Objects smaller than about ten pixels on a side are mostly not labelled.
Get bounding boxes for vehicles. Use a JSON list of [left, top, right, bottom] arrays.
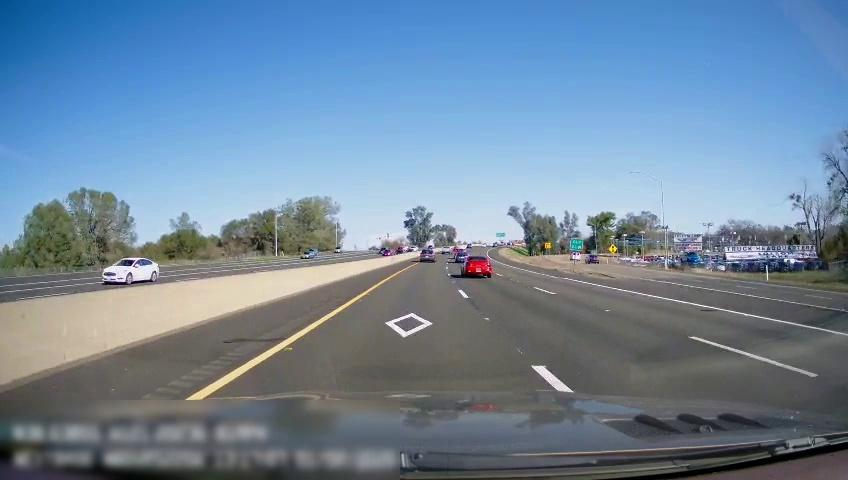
[[455, 253, 469, 264], [584, 255, 599, 264], [461, 256, 493, 279], [101, 257, 161, 286], [419, 248, 437, 263]]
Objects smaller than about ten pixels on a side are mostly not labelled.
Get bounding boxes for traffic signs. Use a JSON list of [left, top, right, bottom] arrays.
[[607, 243, 618, 255], [569, 238, 584, 252]]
